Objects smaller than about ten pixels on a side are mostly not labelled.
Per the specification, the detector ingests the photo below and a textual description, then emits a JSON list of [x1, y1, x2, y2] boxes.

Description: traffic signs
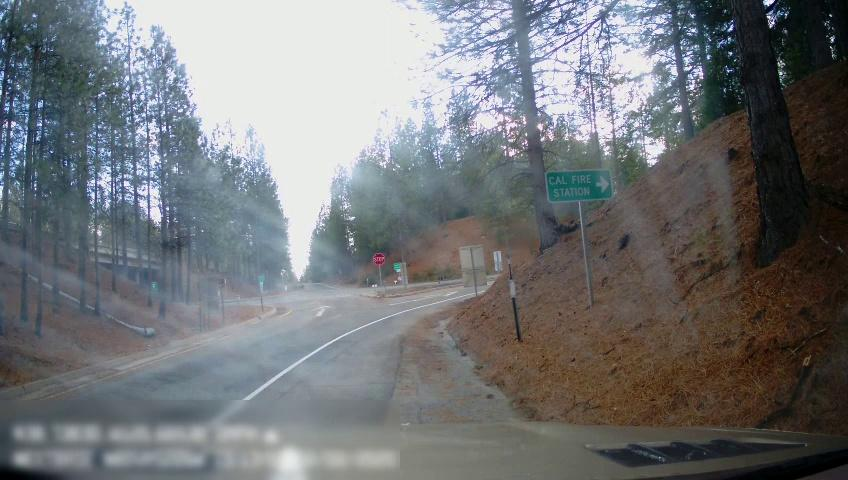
[[544, 169, 615, 203], [372, 252, 386, 266], [393, 262, 406, 273]]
